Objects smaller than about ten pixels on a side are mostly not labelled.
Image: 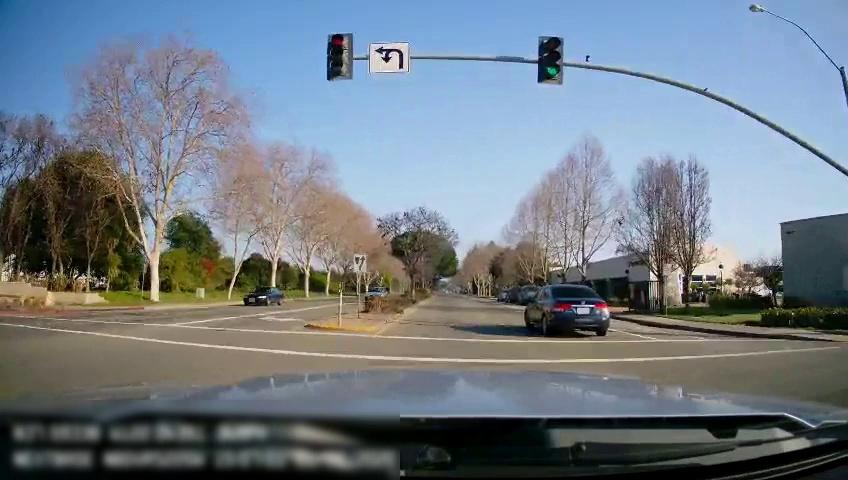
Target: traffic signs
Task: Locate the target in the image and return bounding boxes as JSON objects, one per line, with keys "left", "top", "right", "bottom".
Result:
{"left": 353, "top": 254, "right": 368, "bottom": 273}
{"left": 367, "top": 41, "right": 410, "bottom": 74}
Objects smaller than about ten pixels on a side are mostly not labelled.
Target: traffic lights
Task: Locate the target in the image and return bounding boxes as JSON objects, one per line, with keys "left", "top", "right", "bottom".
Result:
{"left": 326, "top": 32, "right": 354, "bottom": 81}
{"left": 537, "top": 36, "right": 565, "bottom": 85}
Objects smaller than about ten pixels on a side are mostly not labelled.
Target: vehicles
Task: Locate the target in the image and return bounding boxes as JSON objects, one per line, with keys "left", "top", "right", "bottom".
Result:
{"left": 507, "top": 287, "right": 525, "bottom": 306}
{"left": 496, "top": 287, "right": 514, "bottom": 304}
{"left": 243, "top": 287, "right": 282, "bottom": 307}
{"left": 517, "top": 286, "right": 538, "bottom": 307}
{"left": 367, "top": 287, "right": 385, "bottom": 298}
{"left": 523, "top": 284, "right": 611, "bottom": 338}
